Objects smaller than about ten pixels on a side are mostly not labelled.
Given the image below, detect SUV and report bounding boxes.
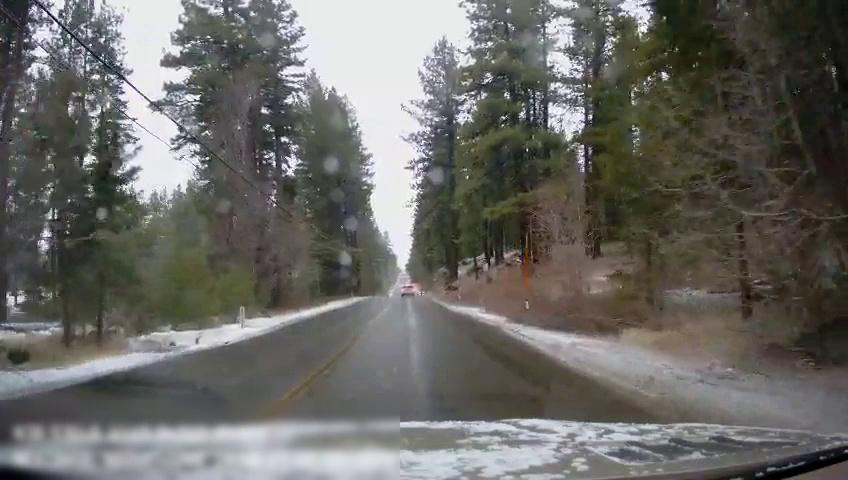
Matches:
[399,284,416,297]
